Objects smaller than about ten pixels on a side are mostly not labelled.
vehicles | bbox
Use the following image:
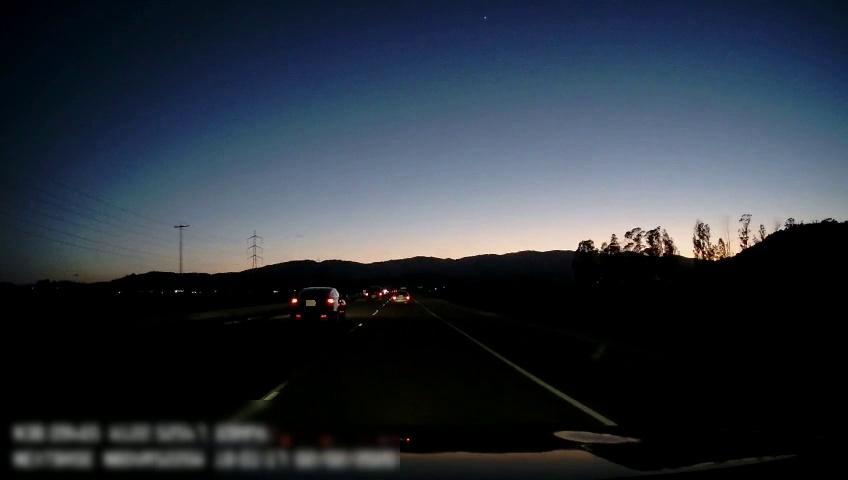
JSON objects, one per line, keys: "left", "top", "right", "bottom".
{"left": 363, "top": 286, "right": 383, "bottom": 303}
{"left": 288, "top": 287, "right": 347, "bottom": 329}
{"left": 392, "top": 291, "right": 411, "bottom": 306}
